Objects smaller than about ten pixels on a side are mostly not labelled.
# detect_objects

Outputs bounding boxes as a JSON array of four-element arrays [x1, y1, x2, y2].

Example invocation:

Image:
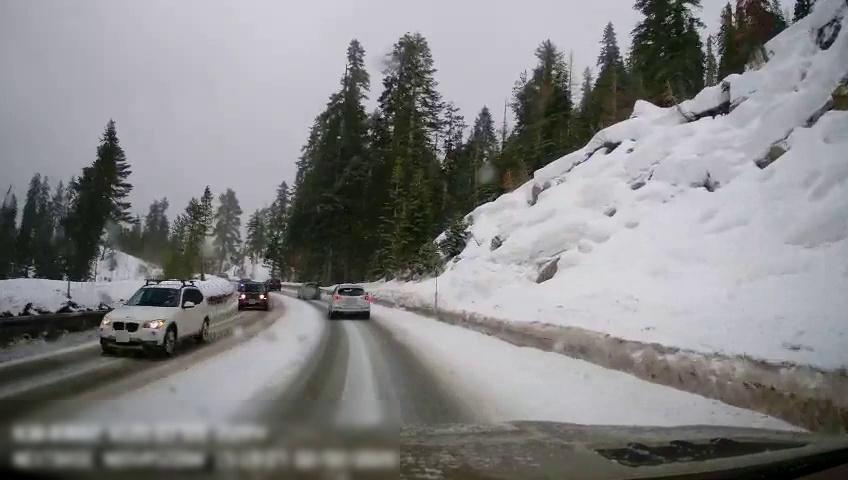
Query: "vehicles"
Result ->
[[237, 282, 272, 312], [326, 285, 371, 320], [238, 278, 251, 289], [99, 282, 211, 358], [297, 283, 320, 301], [265, 278, 281, 292]]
